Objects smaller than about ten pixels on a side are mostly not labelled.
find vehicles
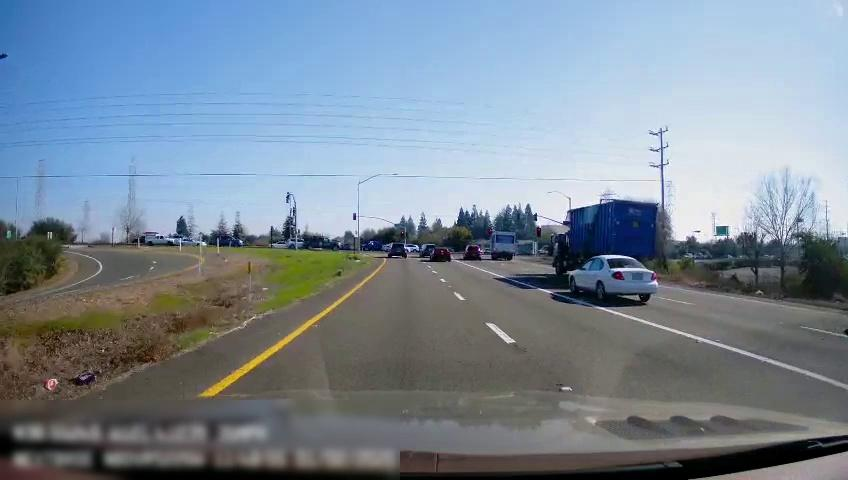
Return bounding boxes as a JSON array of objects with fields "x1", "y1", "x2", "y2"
[
  {"x1": 177, "y1": 237, "x2": 202, "y2": 247},
  {"x1": 551, "y1": 199, "x2": 659, "y2": 277},
  {"x1": 420, "y1": 243, "x2": 437, "y2": 258},
  {"x1": 567, "y1": 254, "x2": 658, "y2": 305},
  {"x1": 515, "y1": 240, "x2": 538, "y2": 257},
  {"x1": 215, "y1": 235, "x2": 244, "y2": 249},
  {"x1": 286, "y1": 238, "x2": 306, "y2": 248},
  {"x1": 462, "y1": 244, "x2": 482, "y2": 261},
  {"x1": 145, "y1": 235, "x2": 174, "y2": 246},
  {"x1": 428, "y1": 247, "x2": 452, "y2": 263},
  {"x1": 367, "y1": 240, "x2": 384, "y2": 251},
  {"x1": 404, "y1": 243, "x2": 420, "y2": 253},
  {"x1": 305, "y1": 234, "x2": 342, "y2": 251},
  {"x1": 267, "y1": 240, "x2": 287, "y2": 248},
  {"x1": 488, "y1": 231, "x2": 516, "y2": 261},
  {"x1": 386, "y1": 242, "x2": 408, "y2": 258}
]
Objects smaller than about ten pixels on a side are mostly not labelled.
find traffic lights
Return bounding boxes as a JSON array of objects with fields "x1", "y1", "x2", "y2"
[
  {"x1": 286, "y1": 192, "x2": 290, "y2": 203},
  {"x1": 535, "y1": 227, "x2": 542, "y2": 239}
]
